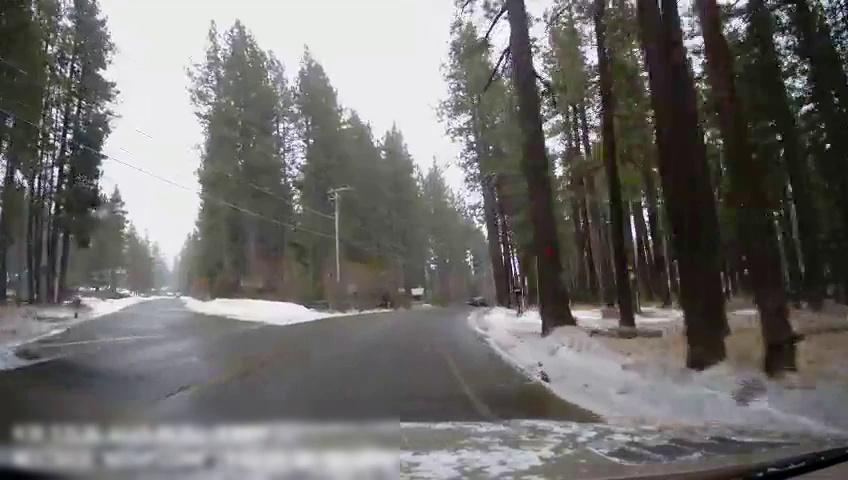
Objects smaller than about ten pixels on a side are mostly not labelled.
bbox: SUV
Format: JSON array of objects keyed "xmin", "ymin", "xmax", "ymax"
[{"xmin": 471, "ymin": 296, "xmax": 487, "ymax": 307}]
